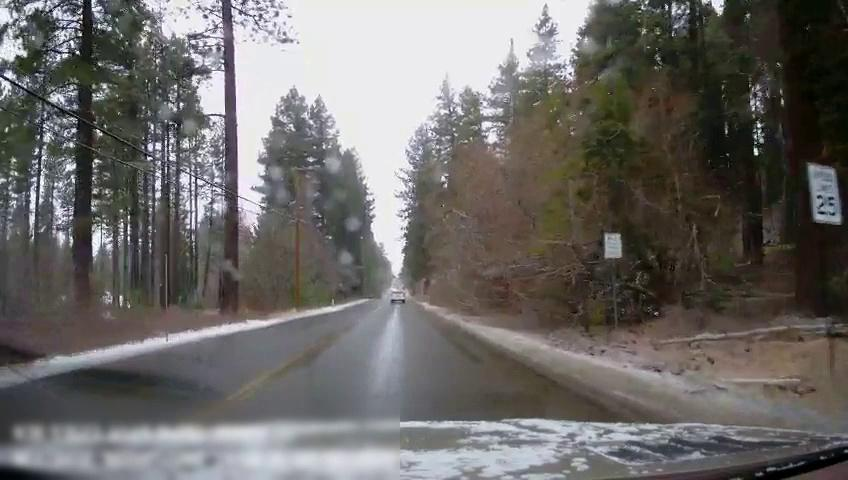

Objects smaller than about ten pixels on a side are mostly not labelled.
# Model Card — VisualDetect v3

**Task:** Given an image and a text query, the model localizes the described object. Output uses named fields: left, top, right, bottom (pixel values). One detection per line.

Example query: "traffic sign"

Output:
left=809, top=161, right=842, bottom=225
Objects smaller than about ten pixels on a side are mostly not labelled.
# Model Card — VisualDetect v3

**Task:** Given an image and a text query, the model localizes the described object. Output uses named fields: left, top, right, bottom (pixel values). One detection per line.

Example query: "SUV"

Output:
left=388, top=287, right=406, bottom=304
